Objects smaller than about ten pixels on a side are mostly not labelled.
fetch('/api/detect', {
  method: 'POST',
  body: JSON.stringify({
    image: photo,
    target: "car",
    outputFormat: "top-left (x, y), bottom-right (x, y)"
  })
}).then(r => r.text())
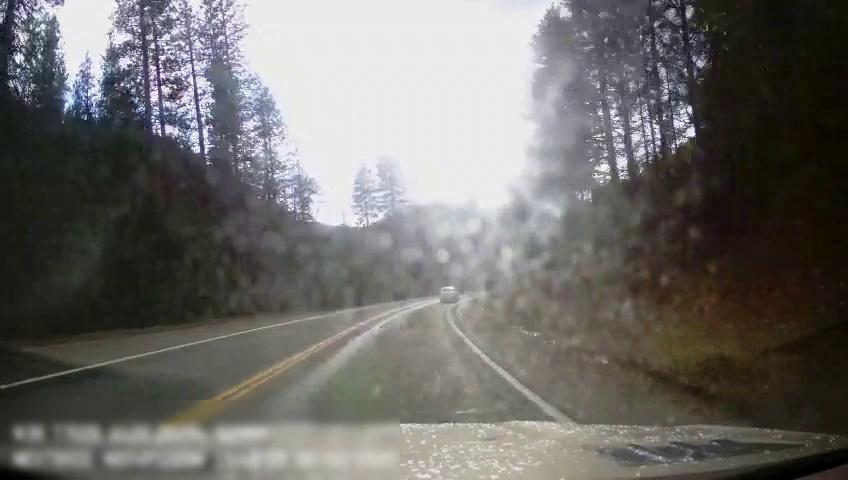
top-left (439, 286), bottom-right (458, 303)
